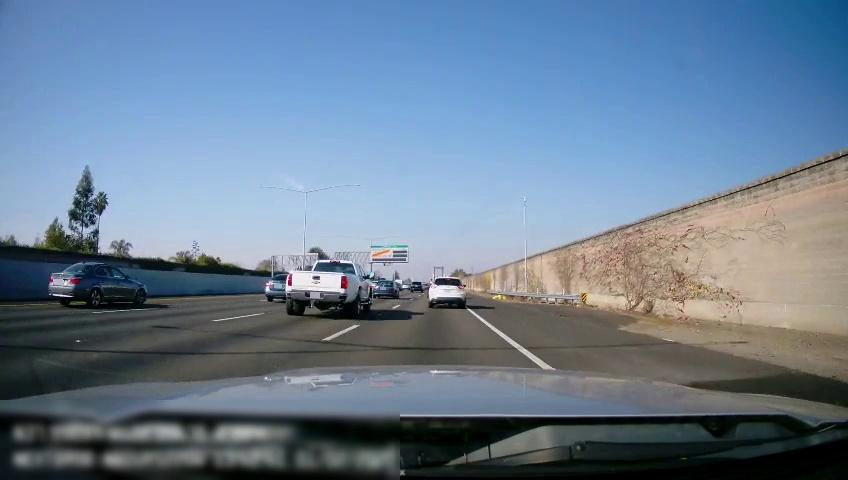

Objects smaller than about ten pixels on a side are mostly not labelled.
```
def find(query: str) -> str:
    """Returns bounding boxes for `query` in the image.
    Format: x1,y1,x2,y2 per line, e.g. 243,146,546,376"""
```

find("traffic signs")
370,245,408,263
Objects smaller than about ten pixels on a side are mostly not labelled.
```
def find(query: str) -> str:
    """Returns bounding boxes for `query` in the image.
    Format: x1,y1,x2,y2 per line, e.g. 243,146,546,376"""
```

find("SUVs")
428,277,467,308
410,281,423,292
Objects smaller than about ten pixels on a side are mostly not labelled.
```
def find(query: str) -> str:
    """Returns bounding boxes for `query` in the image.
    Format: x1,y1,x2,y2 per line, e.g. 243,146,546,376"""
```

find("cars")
48,263,148,309
264,273,290,303
372,280,400,299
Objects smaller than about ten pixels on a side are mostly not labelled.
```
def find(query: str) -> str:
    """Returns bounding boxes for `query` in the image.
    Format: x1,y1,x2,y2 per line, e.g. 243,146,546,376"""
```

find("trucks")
285,260,375,318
